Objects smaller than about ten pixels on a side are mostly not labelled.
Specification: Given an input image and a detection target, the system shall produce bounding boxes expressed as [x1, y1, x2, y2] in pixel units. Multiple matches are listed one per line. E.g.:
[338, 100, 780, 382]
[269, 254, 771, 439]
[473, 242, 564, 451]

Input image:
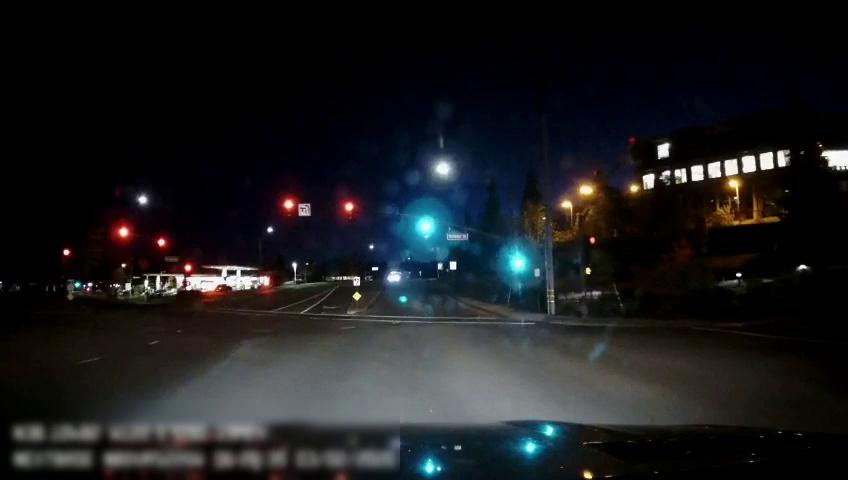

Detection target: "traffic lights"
[285, 198, 293, 216]
[344, 202, 353, 219]
[421, 215, 430, 236]
[514, 253, 526, 270]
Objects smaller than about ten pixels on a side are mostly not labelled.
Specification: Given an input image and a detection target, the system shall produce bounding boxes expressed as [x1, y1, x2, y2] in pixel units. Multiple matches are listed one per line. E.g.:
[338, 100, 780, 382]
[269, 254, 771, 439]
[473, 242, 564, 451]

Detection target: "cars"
[215, 284, 232, 293]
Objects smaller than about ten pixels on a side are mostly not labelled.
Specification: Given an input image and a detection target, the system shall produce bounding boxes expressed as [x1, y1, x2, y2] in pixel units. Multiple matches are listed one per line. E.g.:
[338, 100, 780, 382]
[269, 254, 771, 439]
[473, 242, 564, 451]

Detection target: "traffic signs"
[447, 233, 468, 241]
[353, 276, 361, 287]
[298, 203, 311, 216]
